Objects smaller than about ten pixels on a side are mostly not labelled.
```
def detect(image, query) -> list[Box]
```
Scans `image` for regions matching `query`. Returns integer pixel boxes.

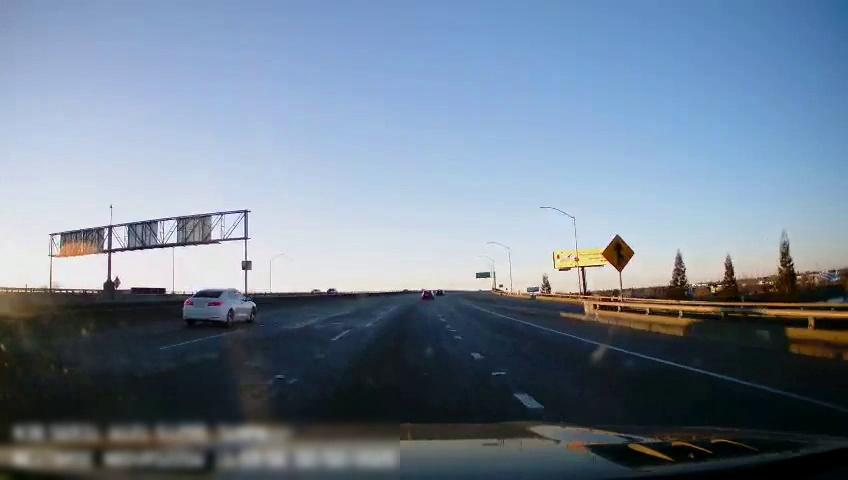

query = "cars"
[421,291,434,300]
[182,287,257,329]
[326,288,337,294]
[310,288,322,295]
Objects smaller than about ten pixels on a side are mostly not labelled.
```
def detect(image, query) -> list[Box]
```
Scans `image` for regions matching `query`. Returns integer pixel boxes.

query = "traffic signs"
[602,234,635,272]
[475,272,490,278]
